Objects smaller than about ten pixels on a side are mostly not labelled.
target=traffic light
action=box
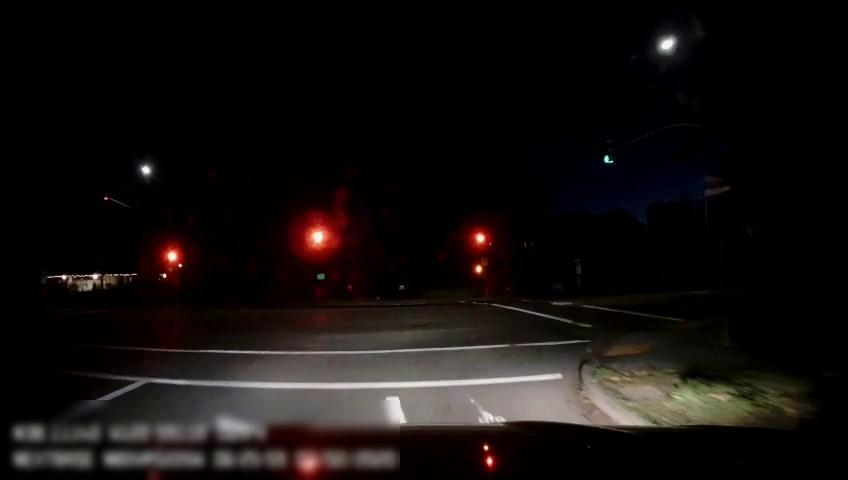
[602,136,615,166]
